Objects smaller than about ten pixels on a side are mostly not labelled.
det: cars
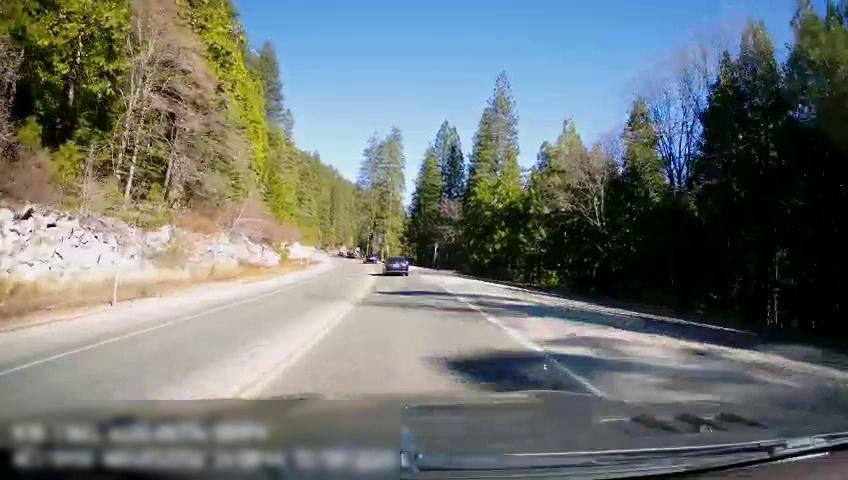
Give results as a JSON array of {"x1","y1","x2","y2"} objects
[
  {"x1": 362, "y1": 253, "x2": 378, "y2": 265},
  {"x1": 382, "y1": 256, "x2": 409, "y2": 277}
]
